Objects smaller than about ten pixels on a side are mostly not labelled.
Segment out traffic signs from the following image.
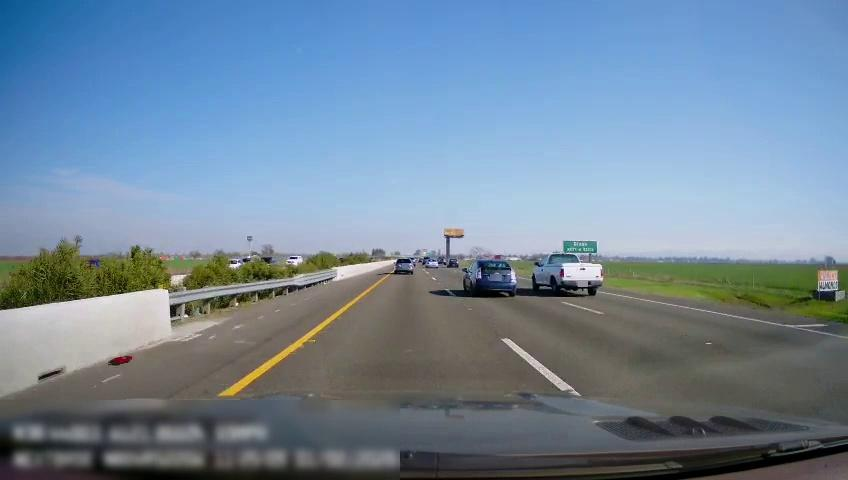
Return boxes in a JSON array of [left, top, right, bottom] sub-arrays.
[[563, 240, 597, 253]]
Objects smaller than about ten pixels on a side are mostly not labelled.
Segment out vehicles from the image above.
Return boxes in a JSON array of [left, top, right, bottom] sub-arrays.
[[285, 256, 303, 266], [393, 257, 415, 275], [228, 258, 243, 270], [461, 258, 517, 298], [531, 252, 605, 297], [425, 257, 440, 269], [261, 256, 279, 265]]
